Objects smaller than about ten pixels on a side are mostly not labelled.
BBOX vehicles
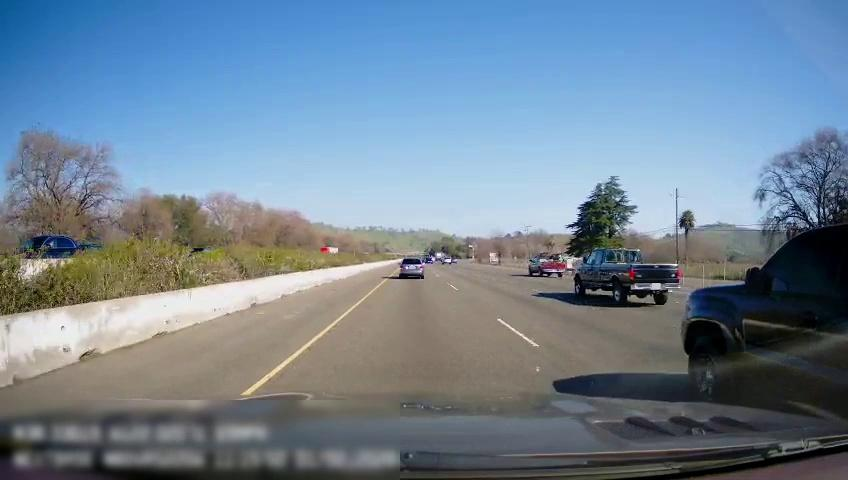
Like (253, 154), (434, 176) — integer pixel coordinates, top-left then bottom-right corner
(441, 256), (452, 265)
(528, 252), (566, 278)
(573, 247), (682, 308)
(190, 247), (210, 253)
(680, 221), (848, 424)
(14, 234), (83, 260)
(319, 246), (339, 256)
(73, 241), (105, 253)
(435, 252), (443, 261)
(398, 257), (425, 280)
